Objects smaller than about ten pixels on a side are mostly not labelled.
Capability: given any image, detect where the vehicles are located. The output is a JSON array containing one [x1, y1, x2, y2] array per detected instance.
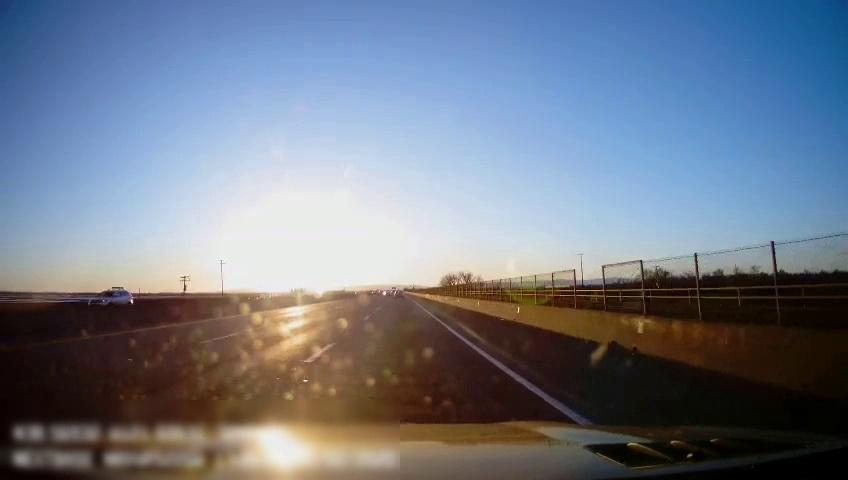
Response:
[[291, 289, 305, 299], [247, 292, 266, 301], [88, 289, 134, 306], [394, 290, 405, 299]]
